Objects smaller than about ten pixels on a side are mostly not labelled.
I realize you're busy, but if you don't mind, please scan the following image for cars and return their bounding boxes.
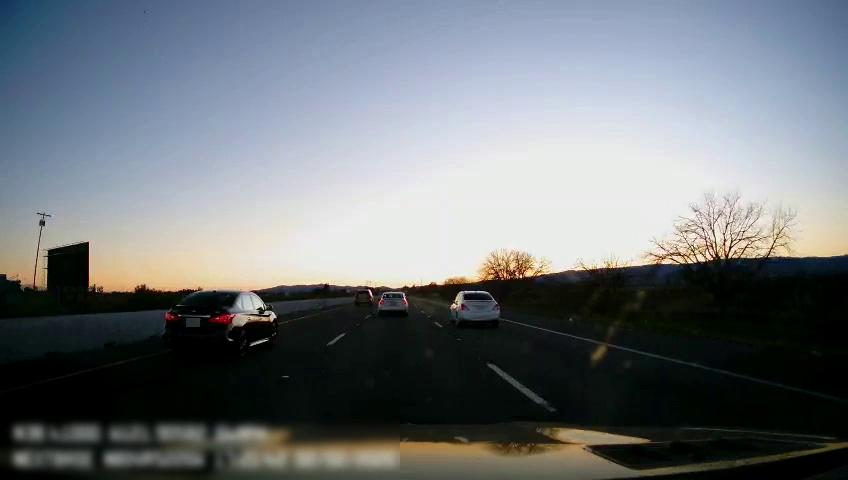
[449,290,501,329]
[162,289,279,358]
[377,292,410,315]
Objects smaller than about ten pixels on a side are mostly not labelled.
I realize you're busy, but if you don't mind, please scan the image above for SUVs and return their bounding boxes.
[354,289,374,307]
